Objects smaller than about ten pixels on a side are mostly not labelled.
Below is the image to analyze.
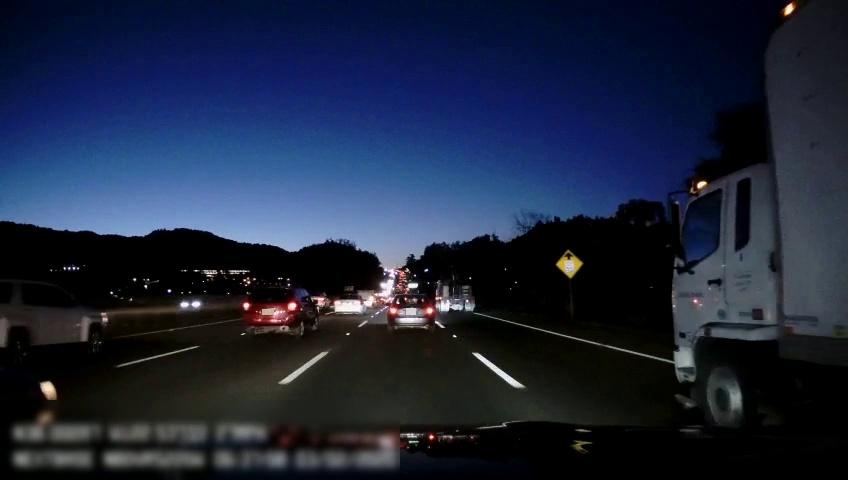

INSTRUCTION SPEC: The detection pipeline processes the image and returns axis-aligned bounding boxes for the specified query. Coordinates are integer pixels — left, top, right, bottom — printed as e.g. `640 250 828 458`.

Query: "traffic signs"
555 247 584 280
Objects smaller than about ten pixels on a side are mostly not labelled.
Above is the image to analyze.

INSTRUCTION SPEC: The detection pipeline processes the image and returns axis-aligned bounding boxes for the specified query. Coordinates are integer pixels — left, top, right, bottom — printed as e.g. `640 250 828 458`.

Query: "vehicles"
0 280 110 371
668 0 848 434
309 291 331 312
334 294 366 317
176 294 208 309
241 287 320 338
384 293 436 336
435 278 477 320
